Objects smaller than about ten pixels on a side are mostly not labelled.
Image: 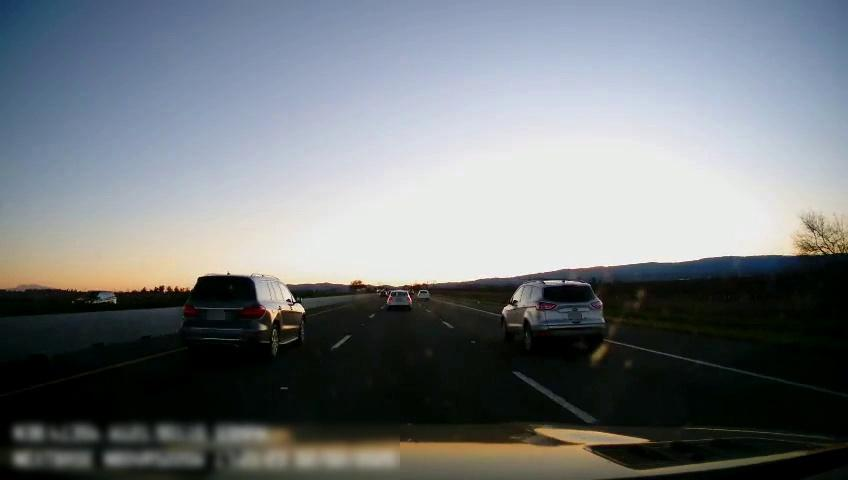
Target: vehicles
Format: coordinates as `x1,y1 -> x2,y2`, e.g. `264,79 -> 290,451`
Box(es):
416,290 -> 430,300
71,289 -> 117,309
386,290 -> 413,310
499,278 -> 608,354
178,272 -> 307,364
